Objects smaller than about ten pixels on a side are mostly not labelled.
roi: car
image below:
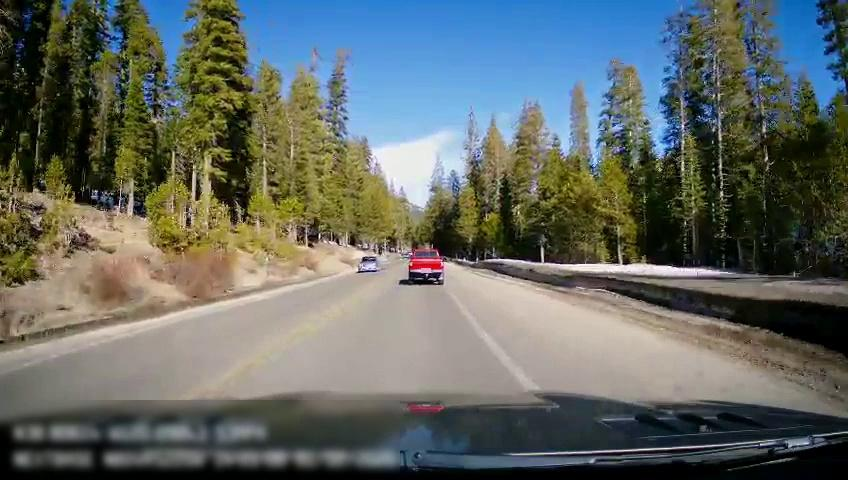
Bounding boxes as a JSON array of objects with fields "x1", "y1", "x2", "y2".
[{"x1": 357, "y1": 256, "x2": 380, "y2": 273}]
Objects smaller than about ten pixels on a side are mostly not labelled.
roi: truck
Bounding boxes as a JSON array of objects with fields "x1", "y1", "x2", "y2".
[{"x1": 407, "y1": 248, "x2": 444, "y2": 286}]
